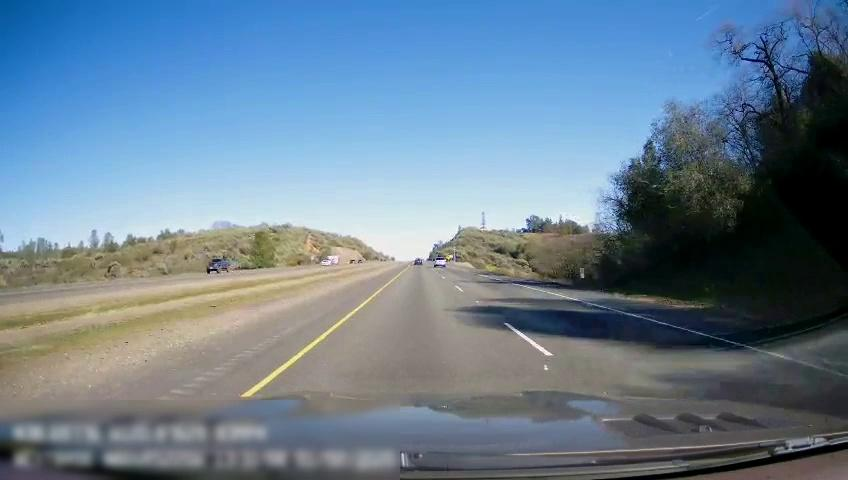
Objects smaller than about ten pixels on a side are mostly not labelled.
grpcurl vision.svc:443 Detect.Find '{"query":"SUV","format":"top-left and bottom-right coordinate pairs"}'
top-left (433, 258), bottom-right (446, 268)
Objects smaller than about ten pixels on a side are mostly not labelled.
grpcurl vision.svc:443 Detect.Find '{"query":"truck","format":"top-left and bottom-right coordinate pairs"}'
top-left (205, 257), bottom-right (232, 274)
